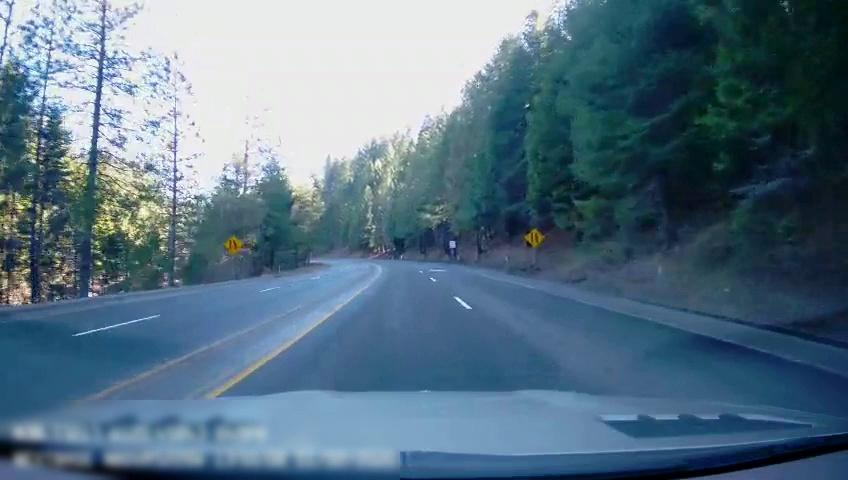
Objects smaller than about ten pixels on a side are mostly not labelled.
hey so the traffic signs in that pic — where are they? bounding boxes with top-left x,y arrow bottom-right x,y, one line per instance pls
224,234 -> 245,254
523,227 -> 545,248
